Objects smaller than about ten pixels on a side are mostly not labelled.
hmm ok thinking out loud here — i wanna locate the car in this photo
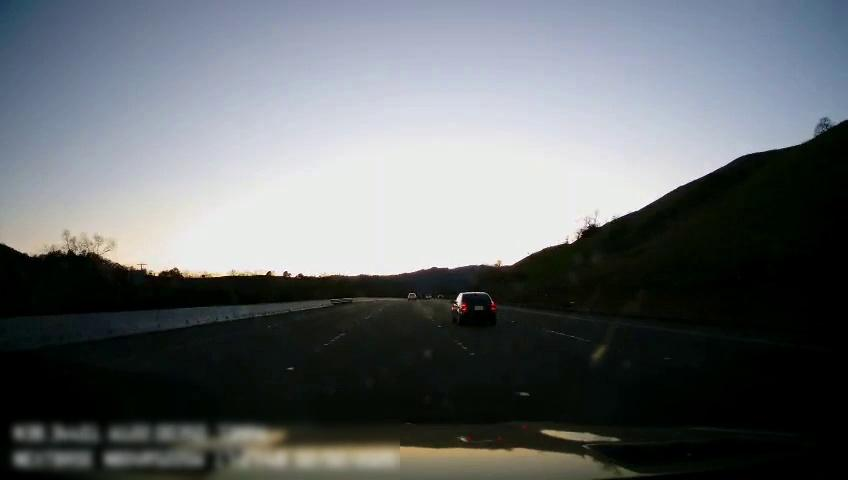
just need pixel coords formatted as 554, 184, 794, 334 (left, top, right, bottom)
450, 292, 496, 325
